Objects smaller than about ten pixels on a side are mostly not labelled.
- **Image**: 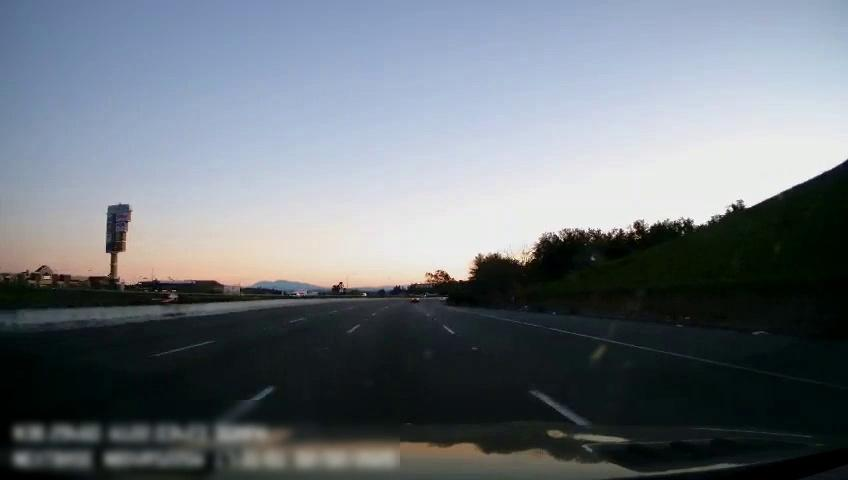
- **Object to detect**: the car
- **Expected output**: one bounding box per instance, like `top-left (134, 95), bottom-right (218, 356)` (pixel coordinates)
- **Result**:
top-left (151, 292), bottom-right (180, 306)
